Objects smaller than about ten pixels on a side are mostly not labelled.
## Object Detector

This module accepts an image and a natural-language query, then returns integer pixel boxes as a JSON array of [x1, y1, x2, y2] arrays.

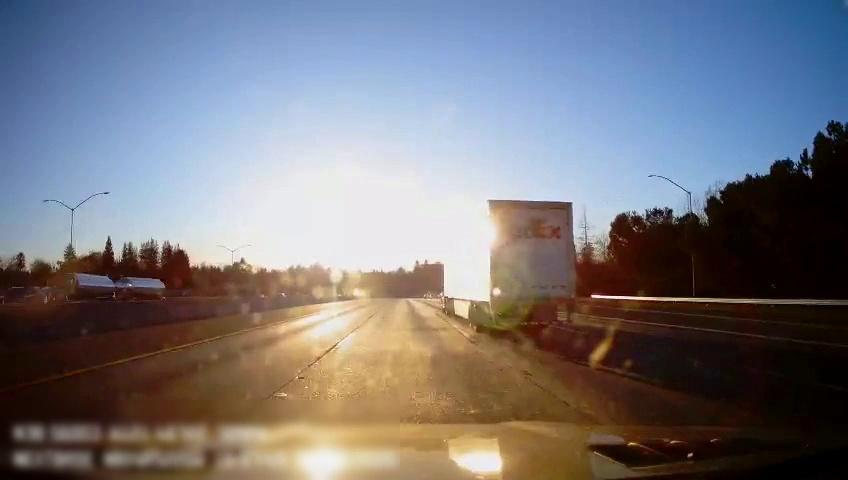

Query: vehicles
[[116, 277, 165, 301], [441, 200, 577, 333], [46, 272, 117, 300], [23, 286, 69, 305]]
